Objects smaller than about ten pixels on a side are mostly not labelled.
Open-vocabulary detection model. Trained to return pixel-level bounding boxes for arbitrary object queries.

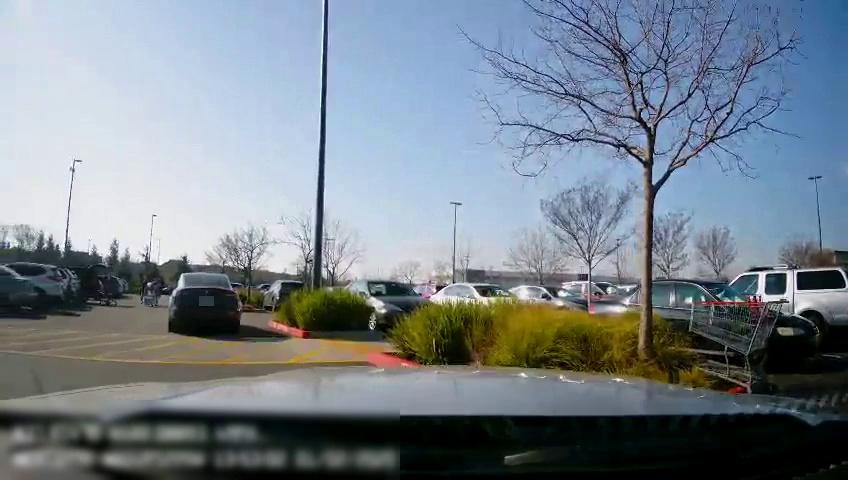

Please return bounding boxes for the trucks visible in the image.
[726,263,848,340]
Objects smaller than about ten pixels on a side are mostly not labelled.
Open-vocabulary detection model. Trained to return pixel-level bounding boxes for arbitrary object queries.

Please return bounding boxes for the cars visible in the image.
[167,272,241,332]
[619,277,822,371]
[351,279,433,332]
[508,282,558,303]
[0,264,41,315]
[431,282,518,305]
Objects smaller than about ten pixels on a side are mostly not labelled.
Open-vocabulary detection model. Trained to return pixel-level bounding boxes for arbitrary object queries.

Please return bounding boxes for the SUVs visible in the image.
[262,278,305,312]
[72,263,111,297]
[4,262,69,297]
[62,264,81,295]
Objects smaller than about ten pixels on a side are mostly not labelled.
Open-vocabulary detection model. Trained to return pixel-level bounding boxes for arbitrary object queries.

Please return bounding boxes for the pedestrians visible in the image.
[151,279,161,307]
